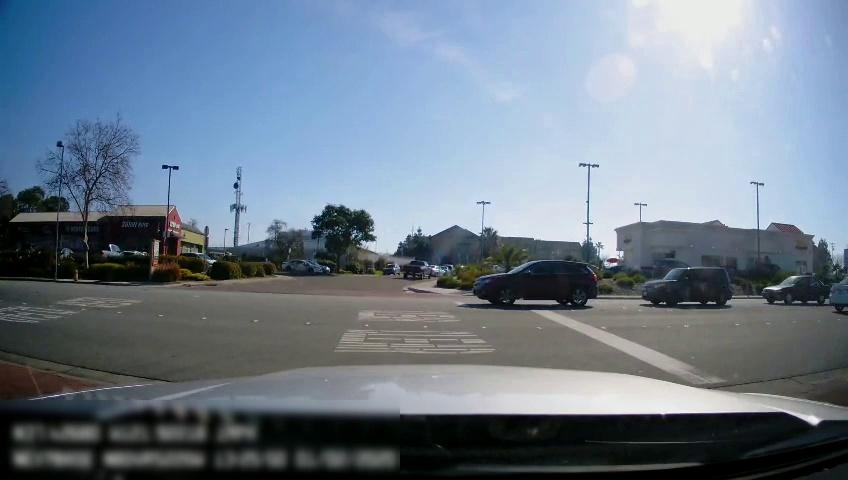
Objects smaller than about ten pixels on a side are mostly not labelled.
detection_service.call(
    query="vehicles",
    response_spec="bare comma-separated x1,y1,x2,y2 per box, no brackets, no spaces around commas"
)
430,265,444,278
760,276,830,306
401,260,433,279
640,267,735,308
471,260,600,309
384,264,401,277
830,276,848,313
